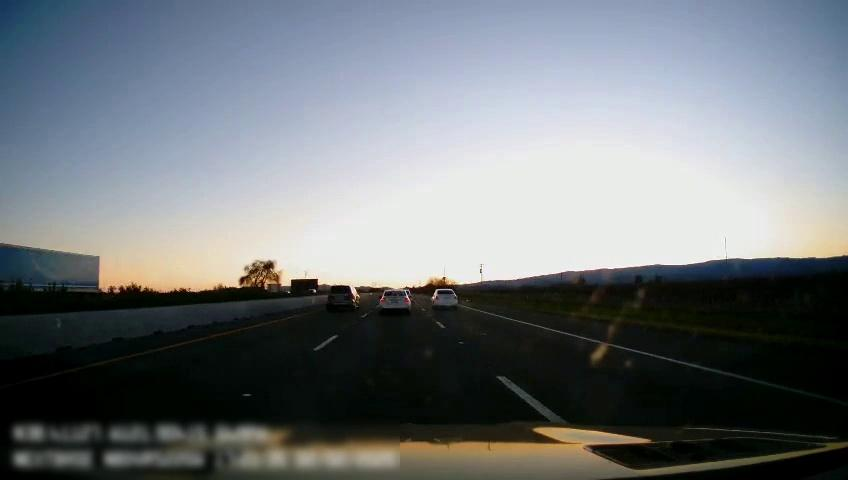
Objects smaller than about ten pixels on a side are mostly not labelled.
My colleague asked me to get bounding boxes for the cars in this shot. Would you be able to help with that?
[378,292,413,316]
[430,289,460,310]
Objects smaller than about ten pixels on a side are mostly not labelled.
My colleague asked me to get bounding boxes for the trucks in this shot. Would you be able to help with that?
[0,244,102,293]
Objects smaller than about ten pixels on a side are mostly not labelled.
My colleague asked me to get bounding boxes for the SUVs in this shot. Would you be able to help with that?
[326,284,362,312]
